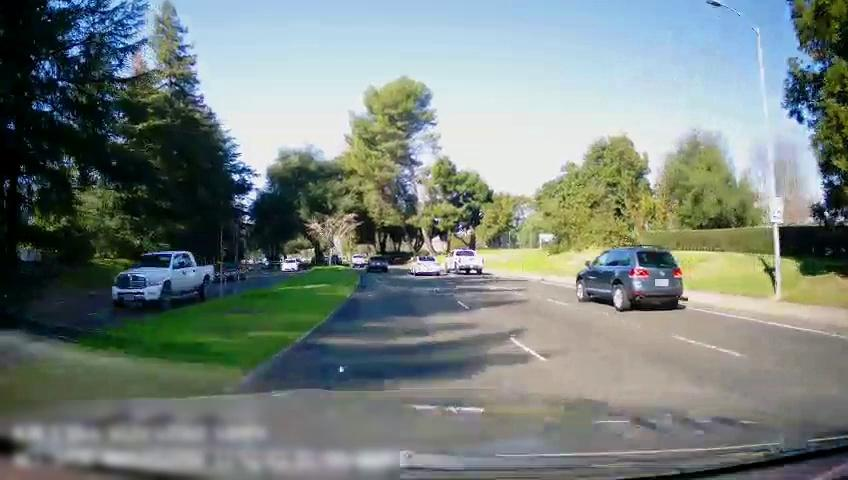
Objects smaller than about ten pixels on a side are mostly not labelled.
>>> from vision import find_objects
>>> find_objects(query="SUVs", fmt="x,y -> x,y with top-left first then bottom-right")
575,246 -> 684,312
367,255 -> 388,272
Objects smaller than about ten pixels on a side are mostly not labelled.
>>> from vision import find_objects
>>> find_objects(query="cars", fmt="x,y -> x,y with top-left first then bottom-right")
215,263 -> 249,283
280,257 -> 299,273
408,255 -> 441,276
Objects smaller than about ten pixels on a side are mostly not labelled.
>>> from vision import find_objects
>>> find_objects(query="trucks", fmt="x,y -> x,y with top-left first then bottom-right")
444,249 -> 483,275
110,250 -> 214,314
351,254 -> 365,268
